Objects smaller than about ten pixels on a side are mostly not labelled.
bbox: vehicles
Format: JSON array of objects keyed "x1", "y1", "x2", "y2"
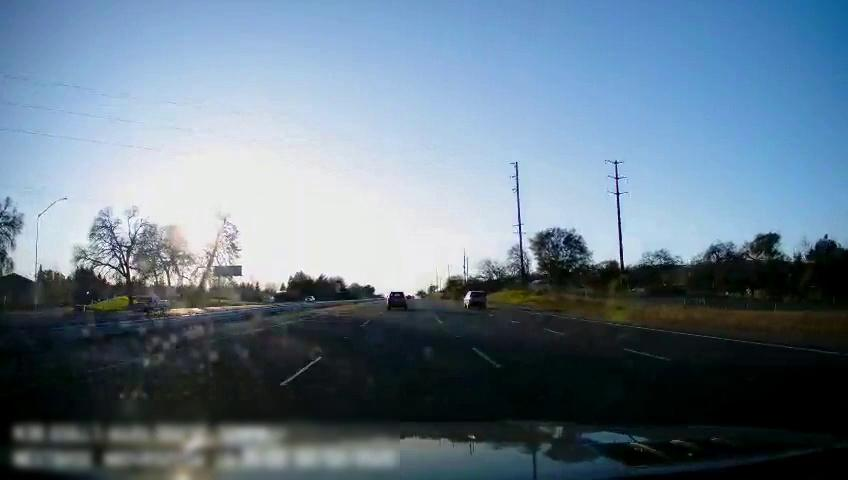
[
  {"x1": 463, "y1": 290, "x2": 487, "y2": 309},
  {"x1": 304, "y1": 295, "x2": 316, "y2": 302},
  {"x1": 387, "y1": 291, "x2": 408, "y2": 311},
  {"x1": 135, "y1": 296, "x2": 169, "y2": 312}
]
